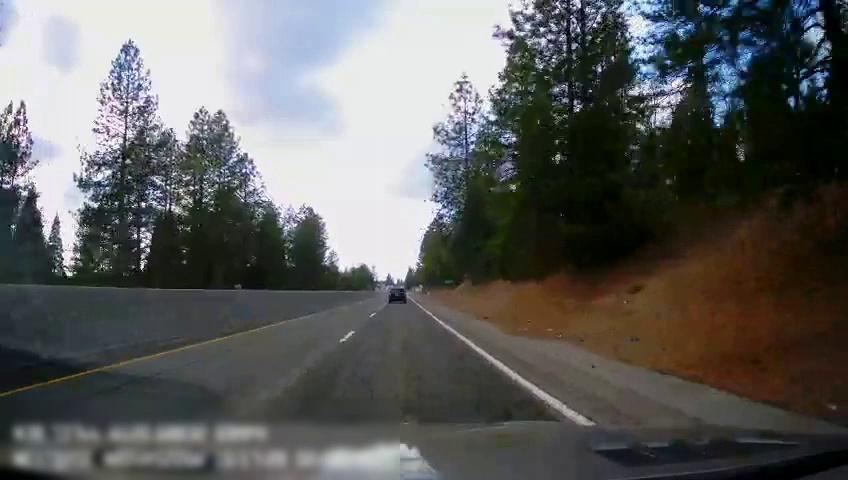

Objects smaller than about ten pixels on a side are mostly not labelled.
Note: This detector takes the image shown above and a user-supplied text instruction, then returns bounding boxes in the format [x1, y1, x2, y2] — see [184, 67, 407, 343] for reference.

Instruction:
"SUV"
[388, 287, 408, 305]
